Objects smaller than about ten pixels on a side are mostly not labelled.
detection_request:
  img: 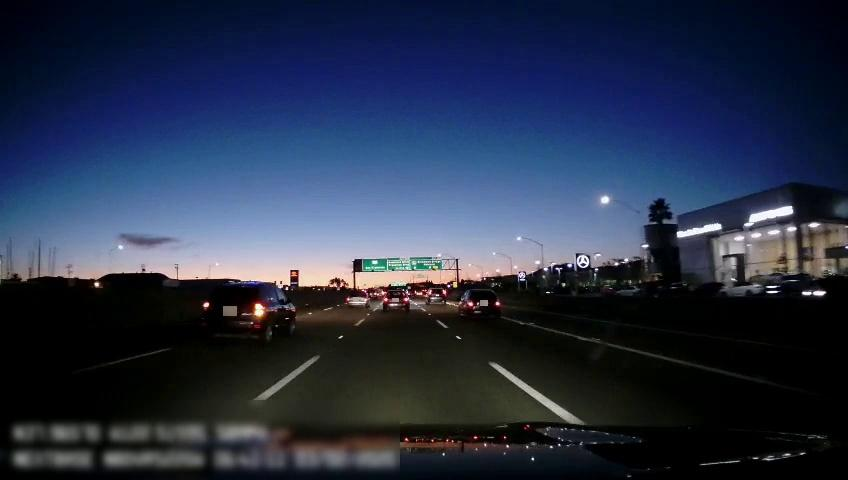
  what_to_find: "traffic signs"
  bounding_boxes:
[362,258,387,271]
[388,257,410,271]
[410,256,443,271]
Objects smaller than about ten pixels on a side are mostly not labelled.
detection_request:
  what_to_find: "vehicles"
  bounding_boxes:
[719,280,764,298]
[660,282,689,294]
[346,290,370,308]
[456,289,501,320]
[801,275,848,298]
[382,289,410,312]
[425,288,446,304]
[615,286,643,297]
[765,273,812,294]
[200,281,297,347]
